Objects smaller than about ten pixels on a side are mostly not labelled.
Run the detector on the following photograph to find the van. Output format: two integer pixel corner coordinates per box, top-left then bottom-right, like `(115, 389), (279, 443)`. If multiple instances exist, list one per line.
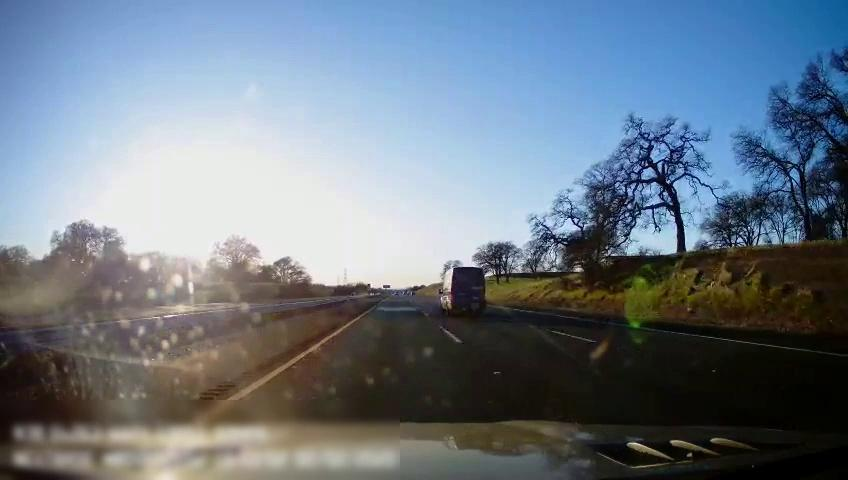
(438, 267), (487, 318)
